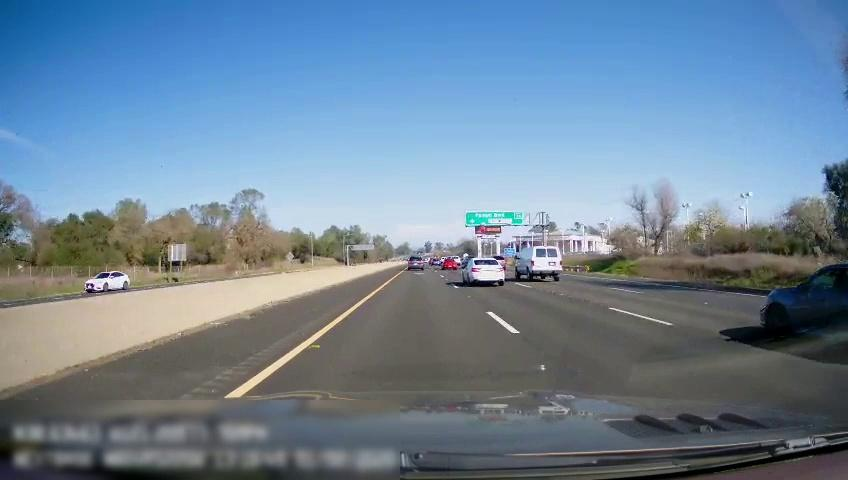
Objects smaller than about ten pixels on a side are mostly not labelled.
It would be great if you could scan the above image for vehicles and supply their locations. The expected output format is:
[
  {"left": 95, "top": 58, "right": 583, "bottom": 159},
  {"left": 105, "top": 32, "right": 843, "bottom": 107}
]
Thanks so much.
[
  {"left": 462, "top": 257, "right": 477, "bottom": 269},
  {"left": 760, "top": 262, "right": 848, "bottom": 337},
  {"left": 441, "top": 259, "right": 458, "bottom": 271},
  {"left": 461, "top": 258, "right": 505, "bottom": 287},
  {"left": 480, "top": 254, "right": 507, "bottom": 273},
  {"left": 407, "top": 256, "right": 425, "bottom": 271},
  {"left": 514, "top": 246, "right": 563, "bottom": 282}
]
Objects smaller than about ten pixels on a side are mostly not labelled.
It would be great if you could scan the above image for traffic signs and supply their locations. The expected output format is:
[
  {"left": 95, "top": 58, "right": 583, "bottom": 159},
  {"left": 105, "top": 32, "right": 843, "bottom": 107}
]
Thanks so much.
[
  {"left": 167, "top": 243, "right": 188, "bottom": 262},
  {"left": 464, "top": 209, "right": 524, "bottom": 227}
]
